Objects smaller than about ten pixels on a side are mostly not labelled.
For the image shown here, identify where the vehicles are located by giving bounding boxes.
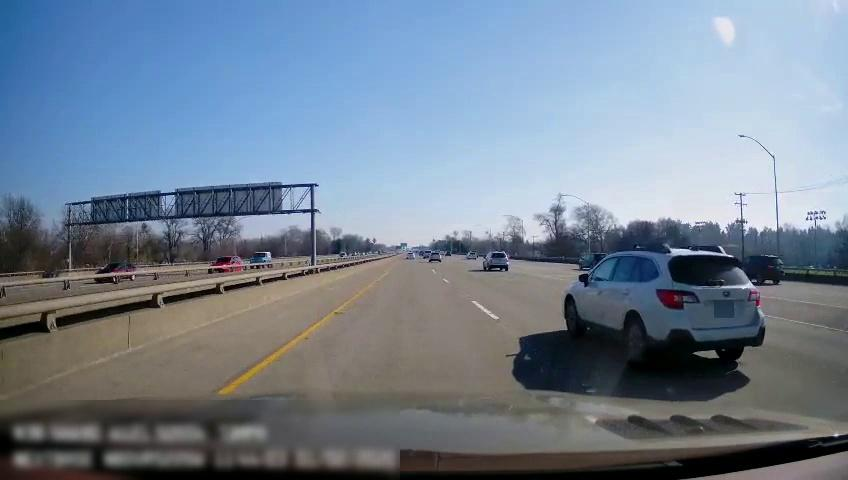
[249,251,272,270]
[482,250,509,271]
[207,256,248,275]
[562,242,766,367]
[429,251,442,263]
[576,252,611,271]
[93,261,137,285]
[465,251,477,261]
[736,254,785,285]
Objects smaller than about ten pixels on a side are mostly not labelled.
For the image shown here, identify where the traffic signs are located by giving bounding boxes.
[127,189,160,223]
[89,192,127,224]
[173,179,284,219]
